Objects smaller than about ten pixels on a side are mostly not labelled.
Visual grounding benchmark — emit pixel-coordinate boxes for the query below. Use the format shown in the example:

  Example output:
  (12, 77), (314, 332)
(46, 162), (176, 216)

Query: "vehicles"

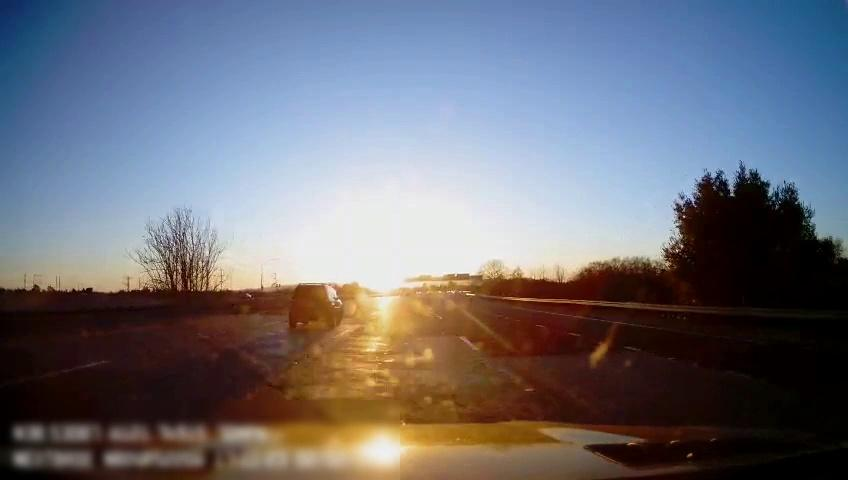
(288, 282), (343, 328)
(235, 292), (252, 300)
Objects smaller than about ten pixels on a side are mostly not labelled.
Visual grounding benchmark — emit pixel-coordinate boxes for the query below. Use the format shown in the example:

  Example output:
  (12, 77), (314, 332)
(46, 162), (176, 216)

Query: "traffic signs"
(457, 273), (469, 279)
(419, 275), (432, 281)
(444, 274), (455, 280)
